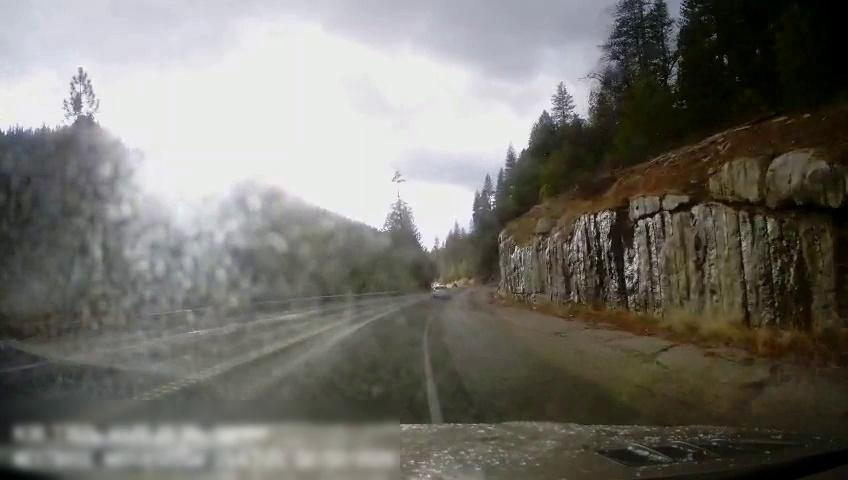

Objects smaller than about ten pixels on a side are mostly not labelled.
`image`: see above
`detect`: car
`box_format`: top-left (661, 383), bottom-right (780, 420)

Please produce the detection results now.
top-left (432, 284), bottom-right (451, 300)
